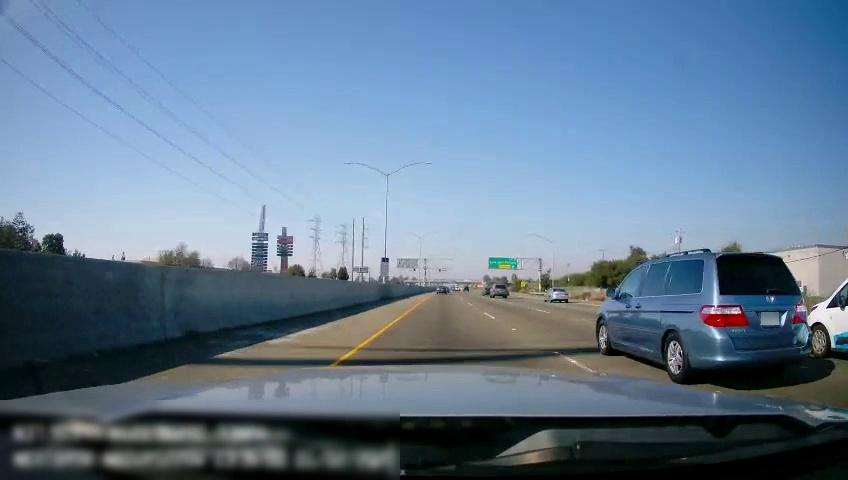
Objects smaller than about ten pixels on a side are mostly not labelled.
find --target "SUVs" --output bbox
[490,283,508,298]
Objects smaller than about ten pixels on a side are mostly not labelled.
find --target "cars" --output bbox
[544,287,569,303]
[436,286,447,295]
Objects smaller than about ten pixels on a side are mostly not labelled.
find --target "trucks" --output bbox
[807,277,848,361]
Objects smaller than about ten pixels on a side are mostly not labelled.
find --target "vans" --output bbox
[595,251,814,384]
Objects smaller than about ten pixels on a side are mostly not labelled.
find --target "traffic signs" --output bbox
[487,256,519,271]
